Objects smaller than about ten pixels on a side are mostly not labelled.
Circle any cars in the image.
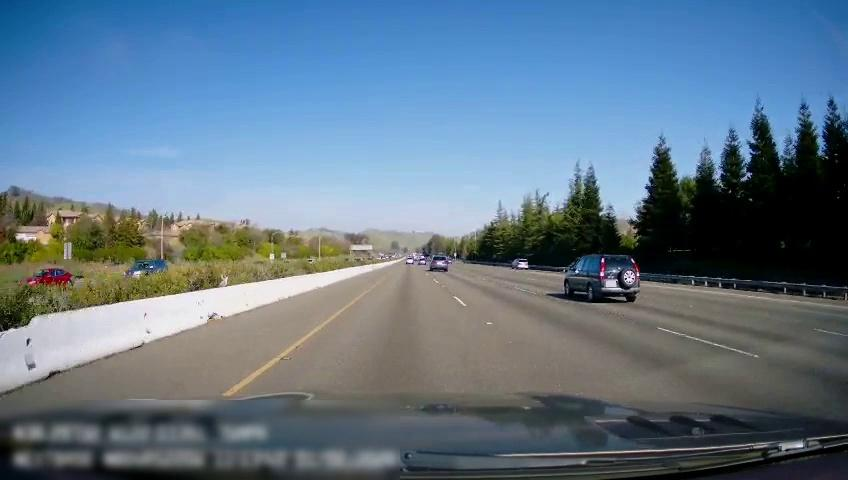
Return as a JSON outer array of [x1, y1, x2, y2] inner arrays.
[[17, 267, 75, 291]]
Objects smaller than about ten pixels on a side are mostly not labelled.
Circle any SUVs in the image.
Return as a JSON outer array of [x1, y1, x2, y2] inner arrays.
[[430, 254, 449, 271], [563, 253, 641, 303], [121, 259, 169, 281]]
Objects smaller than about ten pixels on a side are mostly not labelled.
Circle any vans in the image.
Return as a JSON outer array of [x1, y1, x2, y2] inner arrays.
[[510, 258, 529, 270]]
